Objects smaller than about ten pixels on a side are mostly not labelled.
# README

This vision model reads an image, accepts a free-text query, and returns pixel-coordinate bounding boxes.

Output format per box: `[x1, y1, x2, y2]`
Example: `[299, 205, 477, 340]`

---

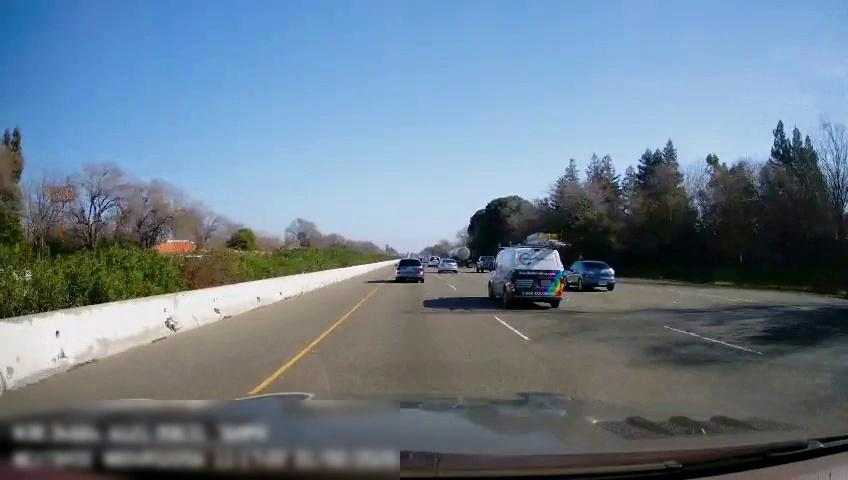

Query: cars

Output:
[437, 258, 458, 273]
[476, 255, 494, 273]
[428, 256, 442, 268]
[563, 260, 616, 292]
[395, 259, 426, 284]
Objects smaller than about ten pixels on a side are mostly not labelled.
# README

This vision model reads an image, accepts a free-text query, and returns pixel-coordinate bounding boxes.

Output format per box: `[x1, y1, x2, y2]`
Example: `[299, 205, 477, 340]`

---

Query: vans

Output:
[486, 246, 565, 309]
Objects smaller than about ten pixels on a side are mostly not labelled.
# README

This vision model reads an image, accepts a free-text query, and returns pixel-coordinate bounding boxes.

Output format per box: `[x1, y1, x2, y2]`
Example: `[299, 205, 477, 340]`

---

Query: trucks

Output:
[447, 245, 472, 268]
